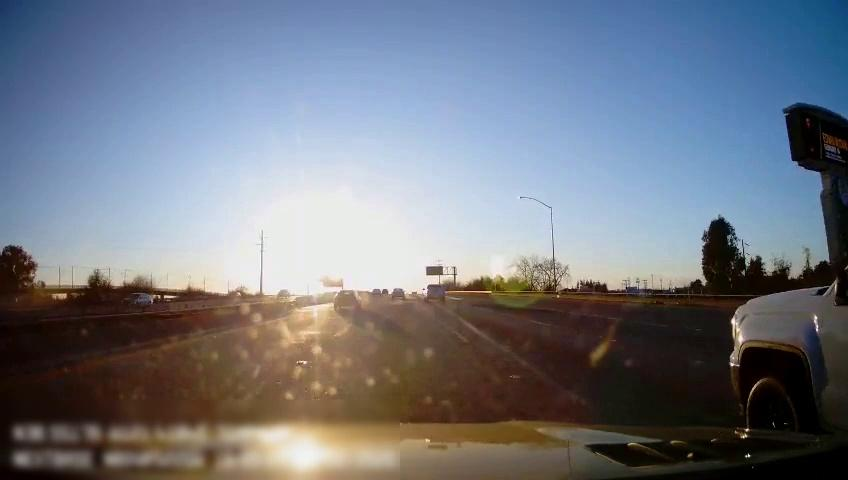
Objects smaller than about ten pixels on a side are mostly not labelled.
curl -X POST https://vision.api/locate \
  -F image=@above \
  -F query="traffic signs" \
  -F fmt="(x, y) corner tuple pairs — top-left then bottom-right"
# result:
(426, 266), (444, 276)
(322, 277), (344, 288)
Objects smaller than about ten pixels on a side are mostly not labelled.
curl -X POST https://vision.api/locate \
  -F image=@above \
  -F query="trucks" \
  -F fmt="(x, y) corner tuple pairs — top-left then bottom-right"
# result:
(728, 265), (848, 438)
(422, 283), (445, 303)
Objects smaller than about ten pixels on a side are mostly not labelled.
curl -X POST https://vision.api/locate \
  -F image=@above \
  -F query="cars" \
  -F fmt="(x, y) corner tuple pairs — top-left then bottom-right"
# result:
(332, 289), (361, 311)
(391, 287), (406, 300)
(370, 288), (383, 297)
(119, 292), (154, 306)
